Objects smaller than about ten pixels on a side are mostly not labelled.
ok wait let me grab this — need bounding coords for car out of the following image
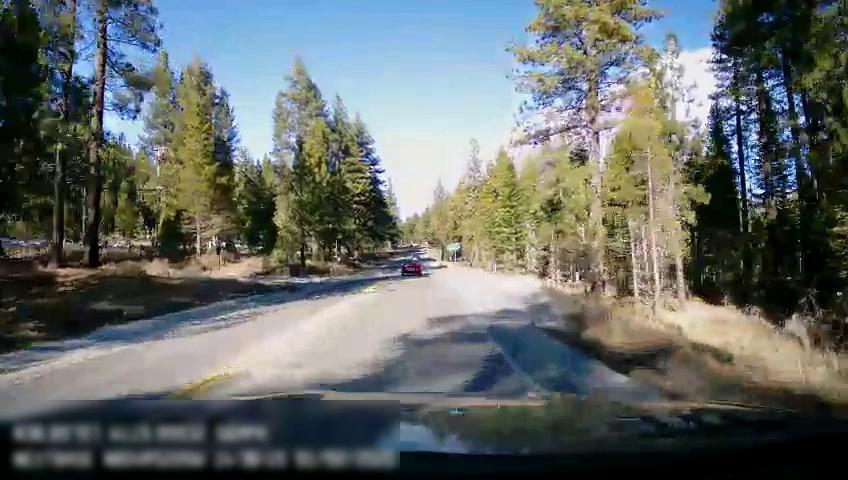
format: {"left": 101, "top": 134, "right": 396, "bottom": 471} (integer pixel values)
{"left": 403, "top": 258, "right": 422, "bottom": 274}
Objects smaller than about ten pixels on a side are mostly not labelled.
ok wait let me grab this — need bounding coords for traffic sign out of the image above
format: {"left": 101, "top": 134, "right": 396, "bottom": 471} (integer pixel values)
{"left": 448, "top": 241, "right": 464, "bottom": 252}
